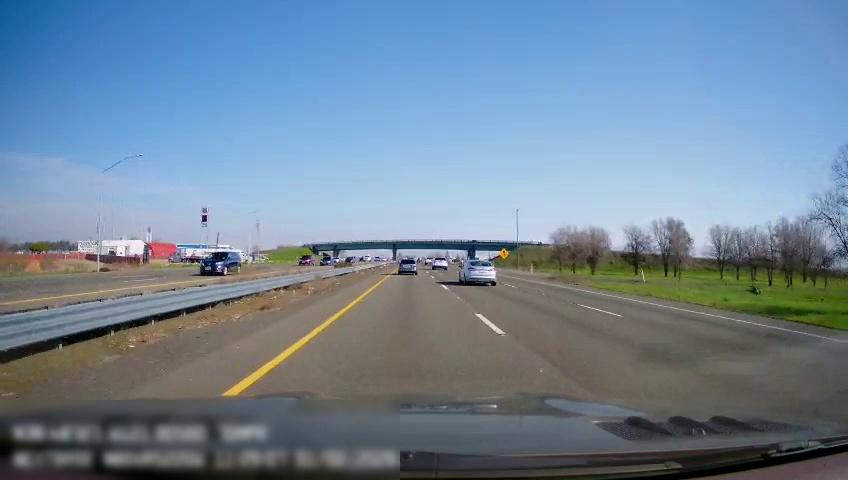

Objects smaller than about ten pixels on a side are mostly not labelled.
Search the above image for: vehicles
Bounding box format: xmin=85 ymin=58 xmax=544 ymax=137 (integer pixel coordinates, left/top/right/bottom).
xmin=199 ymin=252 xmax=243 ymax=276
xmin=431 ymin=256 xmax=449 ymax=271
xmin=298 ymin=254 xmax=317 ymax=266
xmin=319 ymin=256 xmax=335 ymax=266
xmin=457 ymin=258 xmax=497 ymax=287
xmin=397 ymin=258 xmax=418 ymax=276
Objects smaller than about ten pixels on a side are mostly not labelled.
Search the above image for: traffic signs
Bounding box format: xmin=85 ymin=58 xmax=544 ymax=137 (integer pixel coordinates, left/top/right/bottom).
xmin=498 ymin=246 xmax=510 ymax=261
